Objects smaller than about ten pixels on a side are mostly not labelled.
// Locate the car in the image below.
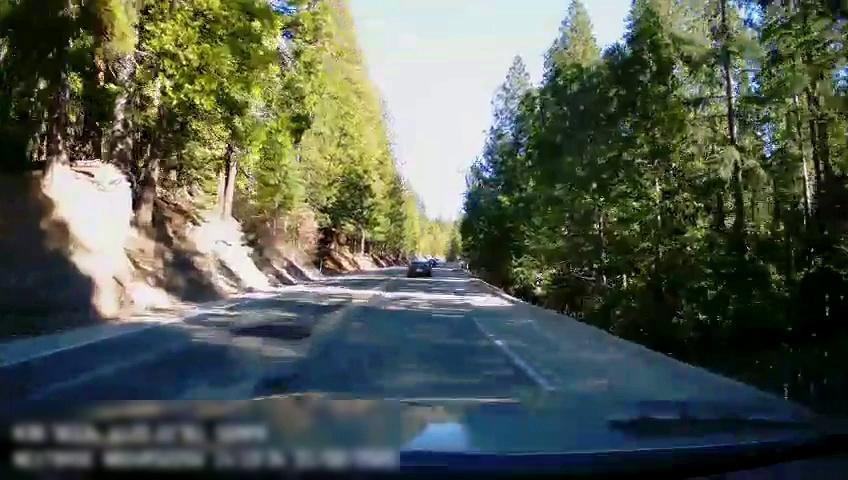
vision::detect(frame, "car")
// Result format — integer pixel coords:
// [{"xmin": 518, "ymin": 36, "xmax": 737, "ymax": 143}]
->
[{"xmin": 408, "ymin": 258, "xmax": 432, "ymax": 277}]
